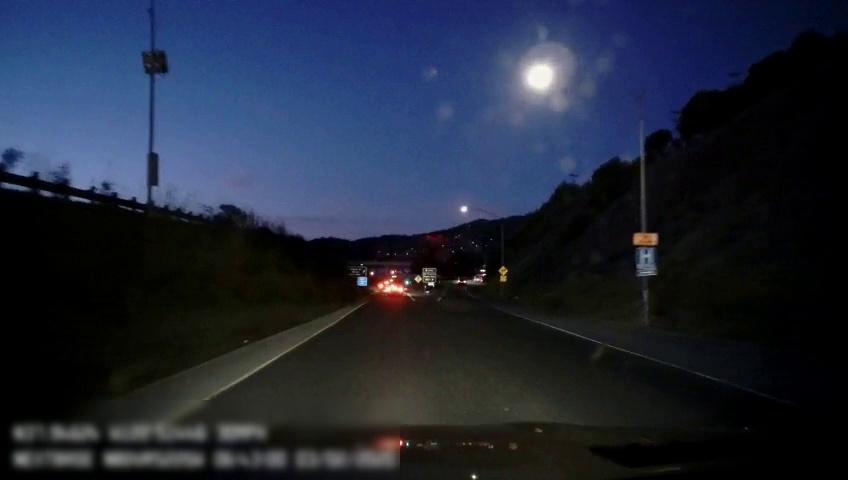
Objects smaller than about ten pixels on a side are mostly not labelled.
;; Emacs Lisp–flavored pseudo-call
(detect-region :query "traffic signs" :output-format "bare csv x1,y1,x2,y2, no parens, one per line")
635,248,658,275
422,268,437,284
348,266,367,277
497,265,509,275
357,275,368,287
633,233,660,246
